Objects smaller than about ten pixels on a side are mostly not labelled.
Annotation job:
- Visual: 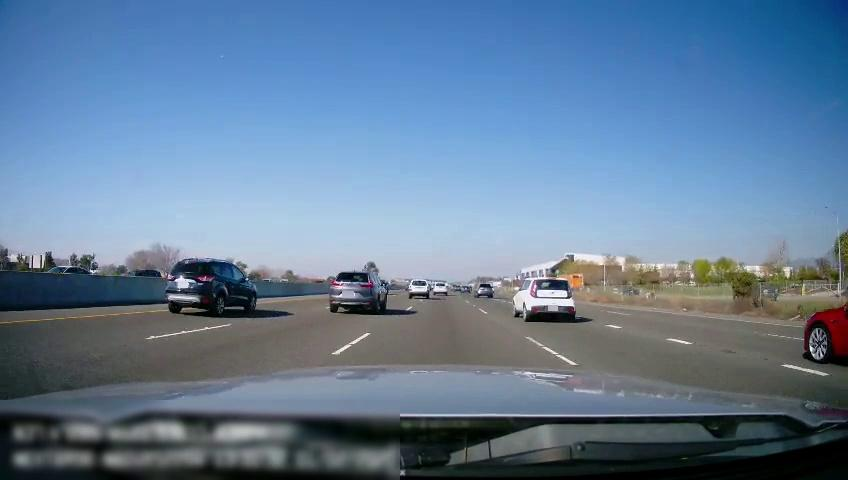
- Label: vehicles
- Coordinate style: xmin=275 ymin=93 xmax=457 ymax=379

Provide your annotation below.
xmin=47 ymin=265 xmax=98 ymax=277
xmin=432 ymin=281 xmax=448 ymax=296
xmin=493 ymin=280 xmax=503 ymax=289
xmin=328 ymin=271 xmax=388 ymax=314
xmin=460 ymin=285 xmax=471 ymax=293
xmin=801 ymin=301 xmax=848 ymax=364
xmin=474 ymin=283 xmax=494 ymax=298
xmin=407 ymin=279 xmax=431 ymax=300
xmin=126 ymin=269 xmax=162 ymax=279
xmin=165 ymin=256 xmax=259 ymax=317
xmin=556 ymin=273 xmax=585 ymax=290
xmin=375 ymin=279 xmax=389 ymax=295
xmin=758 ymin=286 xmax=778 ymax=303
xmin=621 ymin=287 xmax=641 ymax=296
xmin=512 ymin=277 xmax=577 ymax=323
